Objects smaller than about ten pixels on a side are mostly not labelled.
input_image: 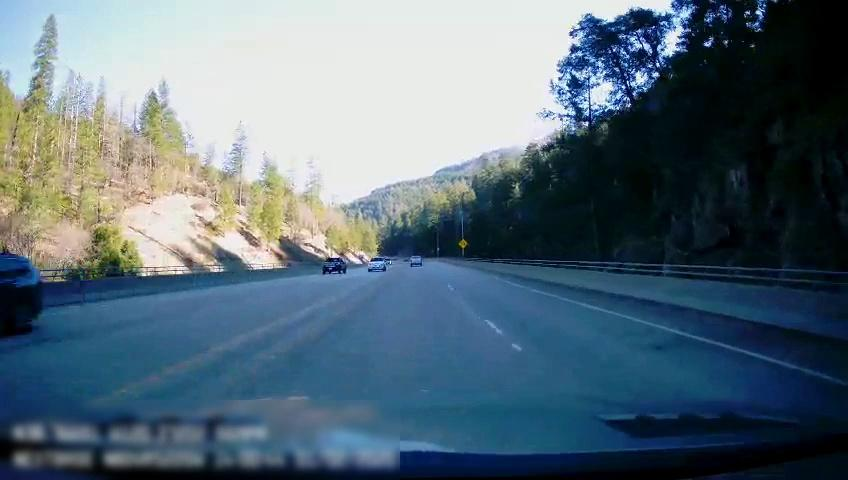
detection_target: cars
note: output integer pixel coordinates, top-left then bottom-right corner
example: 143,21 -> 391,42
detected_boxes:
0,252 -> 46,337
322,257 -> 348,274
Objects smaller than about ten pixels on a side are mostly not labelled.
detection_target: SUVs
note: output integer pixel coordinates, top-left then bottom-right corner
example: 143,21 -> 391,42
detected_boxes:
367,257 -> 387,272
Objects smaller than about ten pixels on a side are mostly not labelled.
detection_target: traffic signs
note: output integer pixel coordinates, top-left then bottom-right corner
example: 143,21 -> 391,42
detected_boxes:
458,240 -> 468,249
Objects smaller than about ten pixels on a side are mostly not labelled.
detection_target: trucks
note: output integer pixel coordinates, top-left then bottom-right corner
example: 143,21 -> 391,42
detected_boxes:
409,254 -> 423,267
